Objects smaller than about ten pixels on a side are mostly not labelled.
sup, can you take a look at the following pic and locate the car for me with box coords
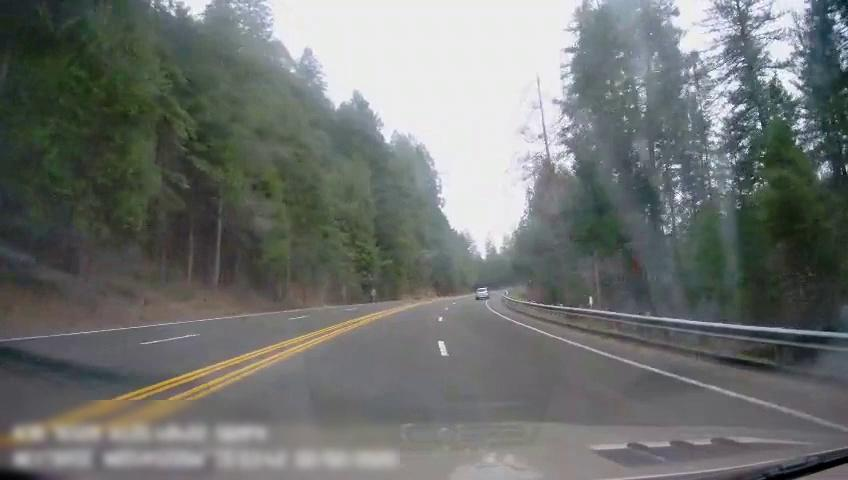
[475,287,491,301]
